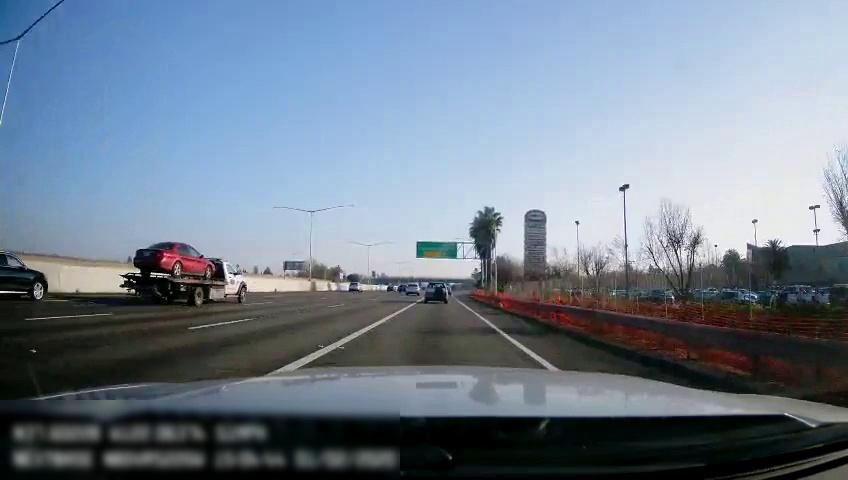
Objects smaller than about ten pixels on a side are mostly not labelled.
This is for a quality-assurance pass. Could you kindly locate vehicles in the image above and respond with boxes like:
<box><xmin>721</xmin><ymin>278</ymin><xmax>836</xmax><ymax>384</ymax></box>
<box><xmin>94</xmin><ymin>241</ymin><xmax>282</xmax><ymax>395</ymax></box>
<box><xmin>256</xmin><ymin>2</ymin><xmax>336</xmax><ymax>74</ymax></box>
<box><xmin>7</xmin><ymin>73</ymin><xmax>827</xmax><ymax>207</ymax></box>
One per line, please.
<box><xmin>405</xmin><ymin>282</ymin><xmax>421</xmax><ymax>296</ymax></box>
<box><xmin>386</xmin><ymin>284</ymin><xmax>397</xmax><ymax>292</ymax></box>
<box><xmin>348</xmin><ymin>281</ymin><xmax>363</xmax><ymax>292</ymax></box>
<box><xmin>396</xmin><ymin>284</ymin><xmax>407</xmax><ymax>294</ymax></box>
<box><xmin>119</xmin><ymin>240</ymin><xmax>250</xmax><ymax>307</ymax></box>
<box><xmin>0</xmin><ymin>250</ymin><xmax>48</xmax><ymax>304</ymax></box>
<box><xmin>422</xmin><ymin>281</ymin><xmax>450</xmax><ymax>305</ymax></box>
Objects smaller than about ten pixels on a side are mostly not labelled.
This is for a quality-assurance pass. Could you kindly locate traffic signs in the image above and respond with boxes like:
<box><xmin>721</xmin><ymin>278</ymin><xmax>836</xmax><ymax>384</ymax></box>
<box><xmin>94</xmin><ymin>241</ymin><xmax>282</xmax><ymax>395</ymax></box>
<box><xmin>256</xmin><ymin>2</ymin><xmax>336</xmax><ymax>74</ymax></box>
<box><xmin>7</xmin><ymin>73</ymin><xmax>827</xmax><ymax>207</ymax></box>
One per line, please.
<box><xmin>416</xmin><ymin>241</ymin><xmax>458</xmax><ymax>259</ymax></box>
